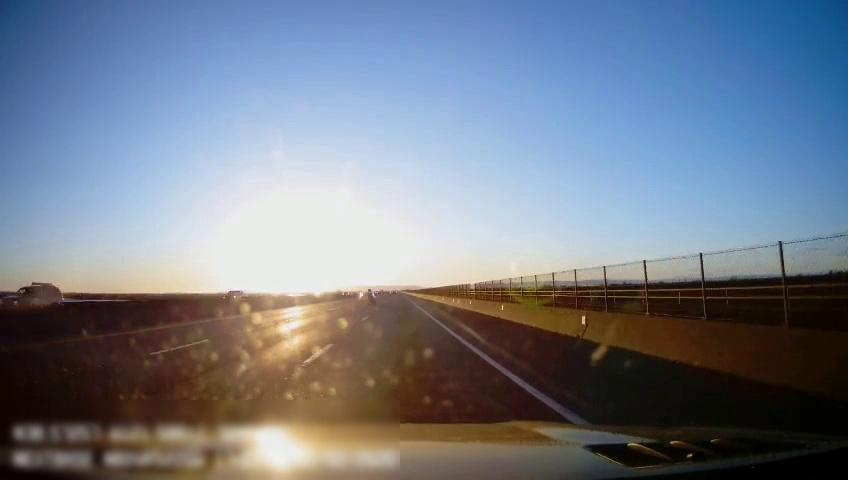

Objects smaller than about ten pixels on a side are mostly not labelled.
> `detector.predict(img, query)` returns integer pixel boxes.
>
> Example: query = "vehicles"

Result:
[360,292,376,305]
[222,290,249,301]
[0,282,64,307]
